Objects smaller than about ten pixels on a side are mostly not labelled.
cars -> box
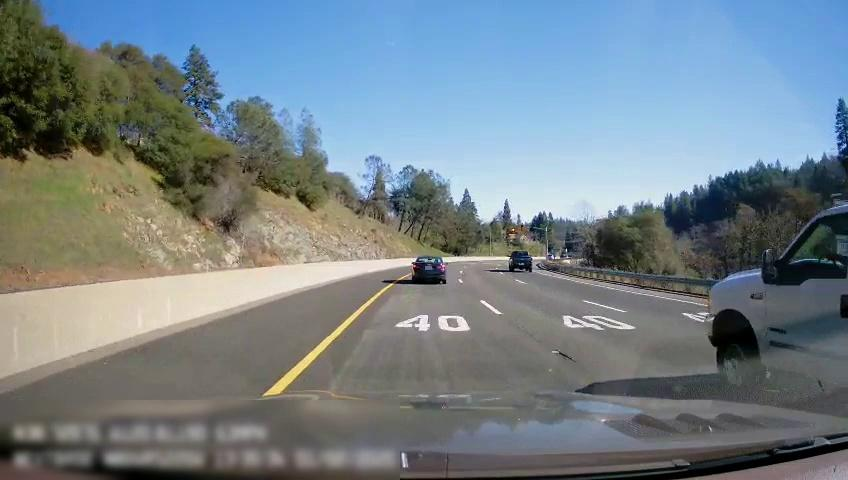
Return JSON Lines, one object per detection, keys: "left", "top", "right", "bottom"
{"left": 410, "top": 254, "right": 448, "bottom": 285}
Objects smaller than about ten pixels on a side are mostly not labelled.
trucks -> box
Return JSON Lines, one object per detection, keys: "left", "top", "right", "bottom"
{"left": 507, "top": 249, "right": 533, "bottom": 273}
{"left": 707, "top": 205, "right": 848, "bottom": 396}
